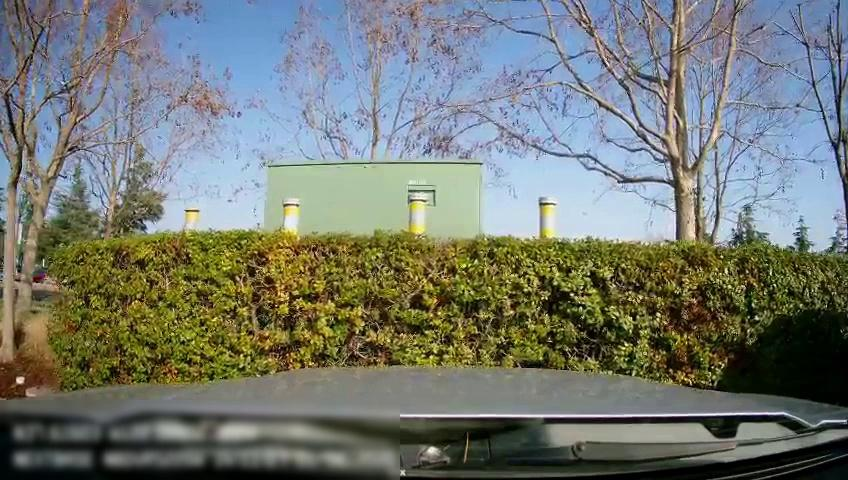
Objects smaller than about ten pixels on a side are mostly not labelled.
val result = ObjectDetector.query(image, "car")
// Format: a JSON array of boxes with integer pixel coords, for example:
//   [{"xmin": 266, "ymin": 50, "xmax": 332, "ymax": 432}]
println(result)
[{"xmin": 31, "ymin": 271, "xmax": 50, "ymax": 283}]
